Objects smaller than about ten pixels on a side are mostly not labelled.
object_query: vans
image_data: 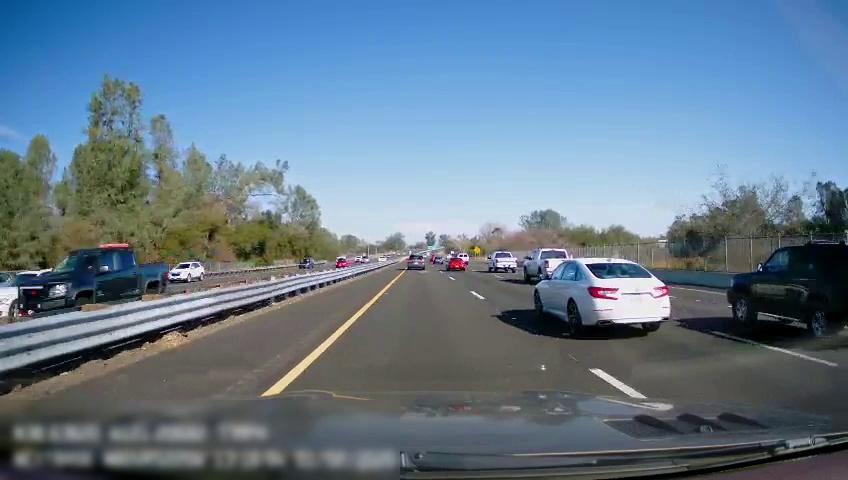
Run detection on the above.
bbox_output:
[454,252,470,265]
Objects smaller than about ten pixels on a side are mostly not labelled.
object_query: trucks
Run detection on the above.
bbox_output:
[488,251,517,273]
[522,248,582,285]
[17,243,171,319]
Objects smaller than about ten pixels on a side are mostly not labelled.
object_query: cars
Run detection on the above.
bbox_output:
[0,269,91,323]
[446,257,465,271]
[533,257,672,338]
[0,269,38,300]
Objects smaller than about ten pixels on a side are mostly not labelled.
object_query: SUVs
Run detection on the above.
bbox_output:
[168,261,206,284]
[726,240,848,341]
[407,255,425,270]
